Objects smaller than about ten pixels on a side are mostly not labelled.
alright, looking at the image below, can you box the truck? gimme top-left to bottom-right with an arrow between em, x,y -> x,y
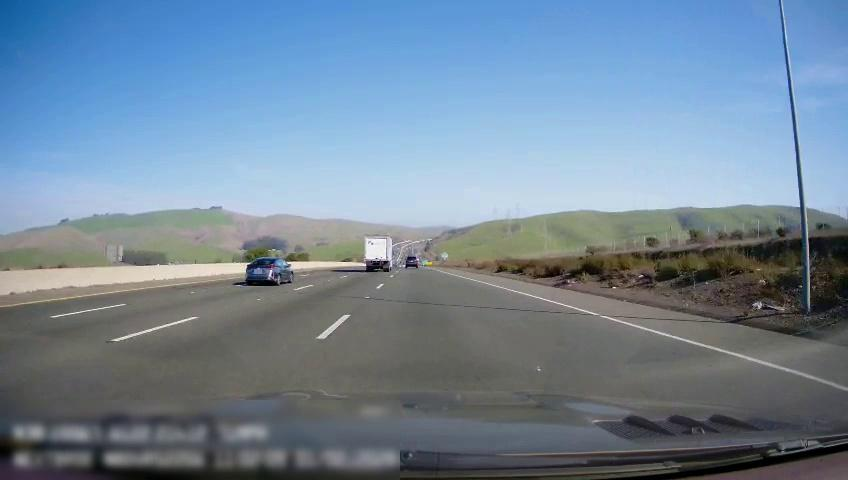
364,235 -> 393,273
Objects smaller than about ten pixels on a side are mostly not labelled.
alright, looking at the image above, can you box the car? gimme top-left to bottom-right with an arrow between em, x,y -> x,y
244,256 -> 294,287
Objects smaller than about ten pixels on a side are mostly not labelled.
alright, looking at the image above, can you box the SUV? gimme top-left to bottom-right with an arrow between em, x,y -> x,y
404,256 -> 419,269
